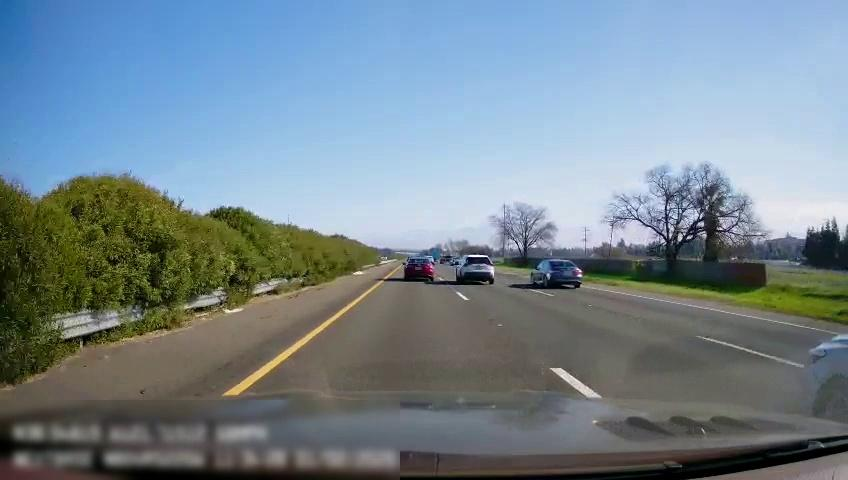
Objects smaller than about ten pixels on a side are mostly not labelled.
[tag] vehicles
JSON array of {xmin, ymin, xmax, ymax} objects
[
  {"xmin": 800, "ymin": 331, "xmax": 848, "ymax": 423},
  {"xmin": 440, "ymin": 256, "xmax": 452, "ymax": 265},
  {"xmin": 531, "ymin": 259, "xmax": 583, "ymax": 288},
  {"xmin": 429, "ymin": 248, "xmax": 441, "ymax": 262},
  {"xmin": 455, "ymin": 254, "xmax": 496, "ymax": 285},
  {"xmin": 401, "ymin": 256, "xmax": 434, "ymax": 282},
  {"xmin": 448, "ymin": 257, "xmax": 460, "ymax": 266}
]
